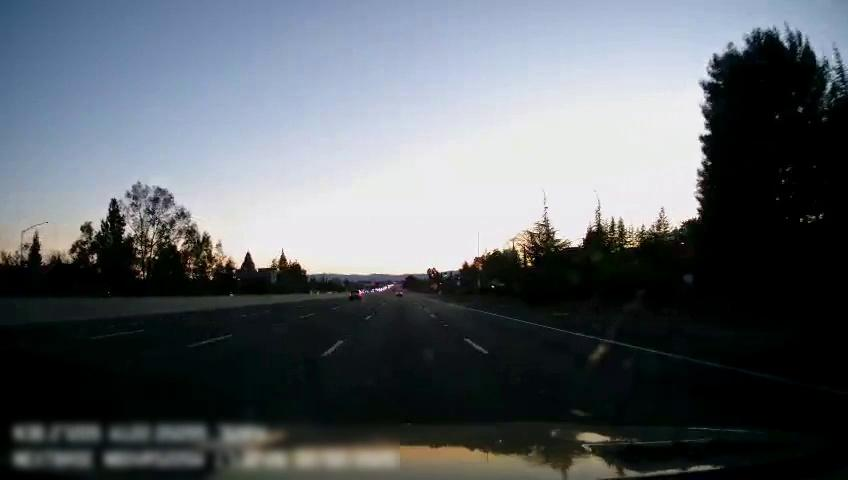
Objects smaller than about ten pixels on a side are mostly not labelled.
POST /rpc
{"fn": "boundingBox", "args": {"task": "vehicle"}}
[349,289,363,301]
